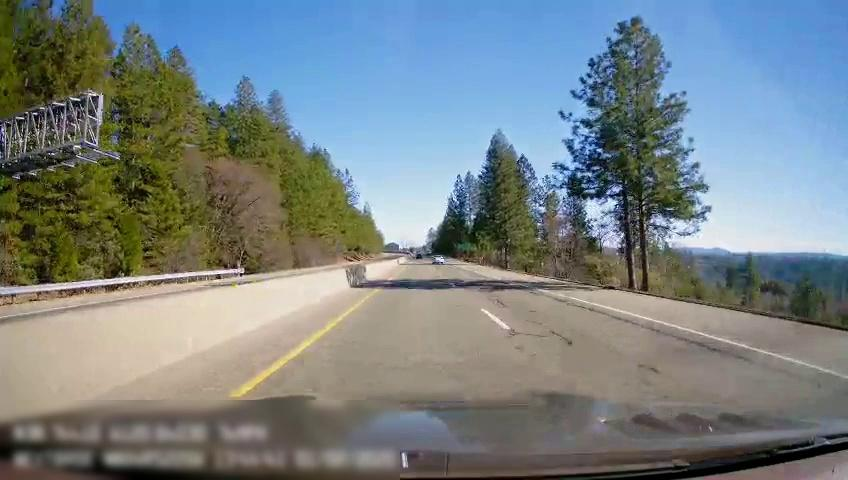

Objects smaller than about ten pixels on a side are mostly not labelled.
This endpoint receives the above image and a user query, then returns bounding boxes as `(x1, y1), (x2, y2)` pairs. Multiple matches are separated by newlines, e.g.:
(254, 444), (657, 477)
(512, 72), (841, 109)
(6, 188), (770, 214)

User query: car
(431, 254), (445, 265)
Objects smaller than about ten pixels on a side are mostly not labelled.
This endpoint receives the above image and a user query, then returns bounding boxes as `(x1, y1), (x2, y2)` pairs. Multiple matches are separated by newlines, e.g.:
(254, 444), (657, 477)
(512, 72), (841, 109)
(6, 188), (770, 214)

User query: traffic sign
(463, 244), (476, 250)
